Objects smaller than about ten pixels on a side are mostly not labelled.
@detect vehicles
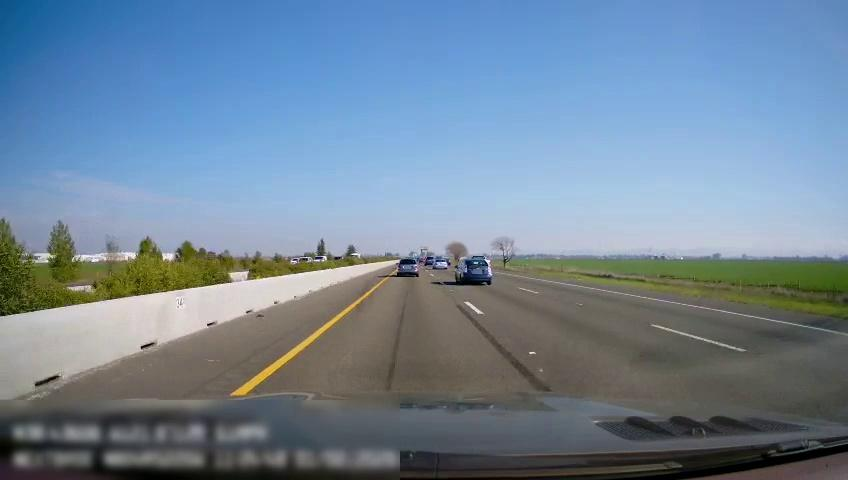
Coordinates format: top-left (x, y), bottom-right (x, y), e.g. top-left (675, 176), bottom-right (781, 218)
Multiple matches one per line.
top-left (312, 256), bottom-right (327, 263)
top-left (290, 258), bottom-right (300, 264)
top-left (396, 257), bottom-right (419, 277)
top-left (423, 256), bottom-right (437, 267)
top-left (453, 258), bottom-right (492, 285)
top-left (432, 258), bottom-right (448, 270)
top-left (299, 257), bottom-right (313, 263)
